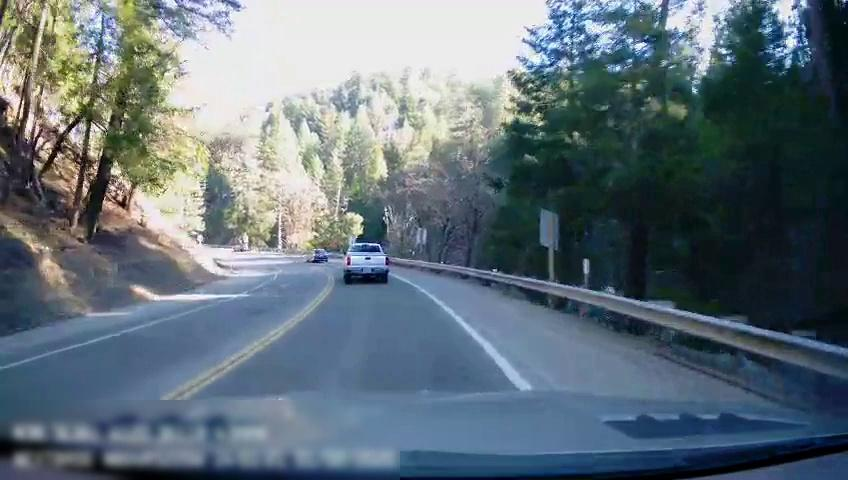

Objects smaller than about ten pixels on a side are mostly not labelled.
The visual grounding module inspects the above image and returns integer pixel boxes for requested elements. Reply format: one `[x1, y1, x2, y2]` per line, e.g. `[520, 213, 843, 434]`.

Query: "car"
[311, 249, 330, 263]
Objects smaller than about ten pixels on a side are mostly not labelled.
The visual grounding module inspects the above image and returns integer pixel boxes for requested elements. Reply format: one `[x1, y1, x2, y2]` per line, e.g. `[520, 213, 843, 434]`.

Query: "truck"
[341, 242, 391, 285]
